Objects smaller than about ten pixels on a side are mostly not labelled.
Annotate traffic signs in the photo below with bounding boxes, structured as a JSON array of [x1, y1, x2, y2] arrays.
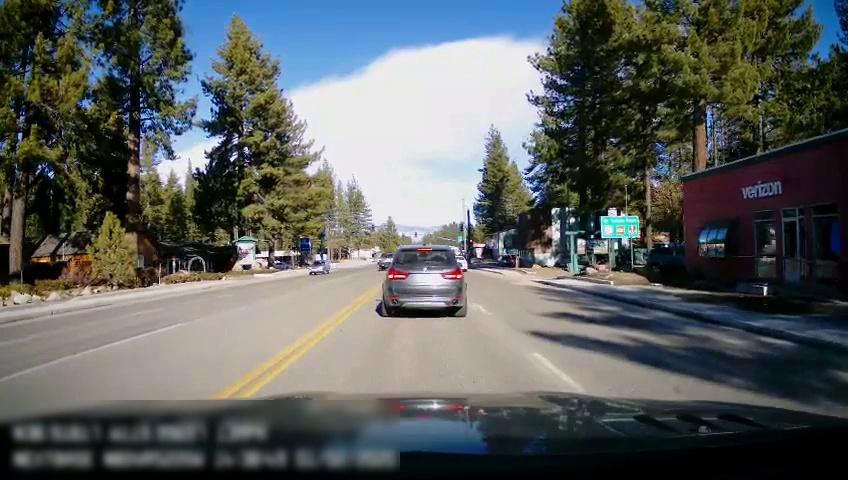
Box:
[[600, 214, 641, 239]]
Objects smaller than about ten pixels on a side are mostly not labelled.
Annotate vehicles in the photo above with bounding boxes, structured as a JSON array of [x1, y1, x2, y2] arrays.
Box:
[[381, 245, 465, 318], [378, 254, 394, 268], [309, 259, 328, 275], [456, 256, 469, 273]]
